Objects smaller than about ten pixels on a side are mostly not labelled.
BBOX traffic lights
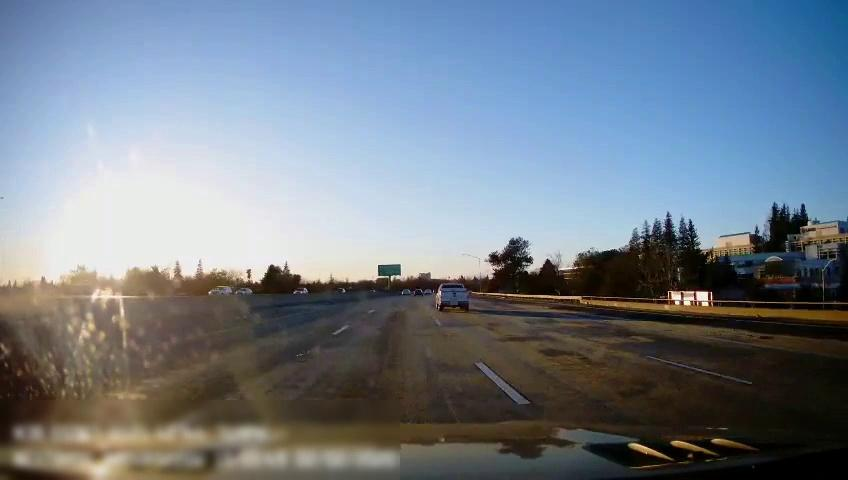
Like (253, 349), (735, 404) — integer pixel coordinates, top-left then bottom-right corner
(247, 268), (251, 279)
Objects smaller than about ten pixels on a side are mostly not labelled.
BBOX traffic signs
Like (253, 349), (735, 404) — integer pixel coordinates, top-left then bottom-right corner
(376, 263), (402, 276)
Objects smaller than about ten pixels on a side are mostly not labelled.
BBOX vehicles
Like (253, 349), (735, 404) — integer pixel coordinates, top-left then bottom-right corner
(413, 288), (425, 297)
(335, 288), (347, 293)
(422, 289), (432, 297)
(293, 288), (309, 295)
(235, 287), (254, 296)
(434, 283), (471, 312)
(207, 285), (233, 296)
(401, 288), (411, 296)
